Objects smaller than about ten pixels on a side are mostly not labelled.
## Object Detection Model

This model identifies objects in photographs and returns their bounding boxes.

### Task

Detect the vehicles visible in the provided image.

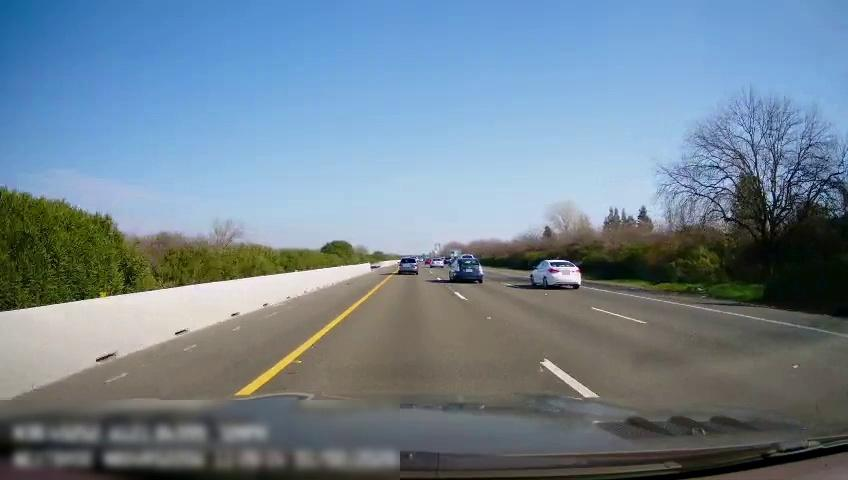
[429,256,444,268]
[528,260,581,291]
[397,256,420,275]
[448,258,483,285]
[458,254,474,259]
